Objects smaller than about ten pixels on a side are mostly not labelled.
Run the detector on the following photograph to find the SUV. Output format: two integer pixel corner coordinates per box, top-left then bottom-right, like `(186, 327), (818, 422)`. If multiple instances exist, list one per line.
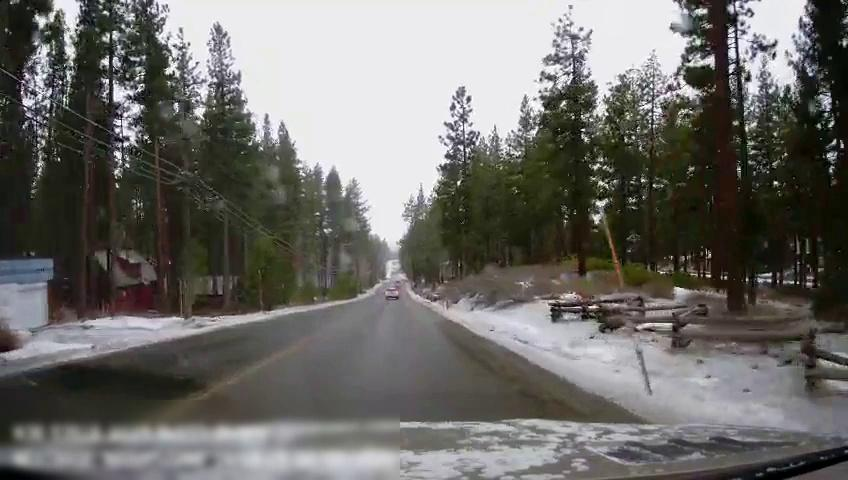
(383, 287), (400, 302)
